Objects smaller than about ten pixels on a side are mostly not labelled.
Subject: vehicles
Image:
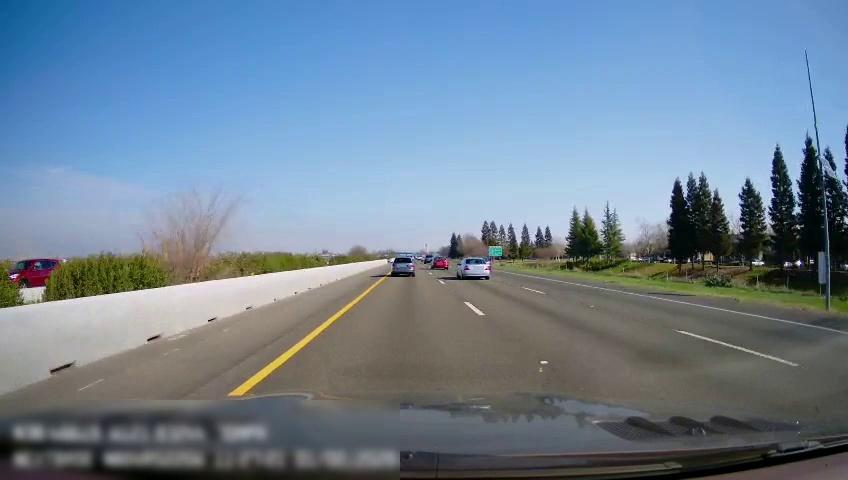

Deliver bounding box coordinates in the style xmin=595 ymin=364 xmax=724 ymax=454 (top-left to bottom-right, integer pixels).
xmin=429 ymin=256 xmax=450 ymax=271
xmin=390 ymin=255 xmax=417 ymax=278
xmin=455 ymin=257 xmax=491 ymax=281
xmin=422 ymin=254 xmax=433 ymax=264
xmin=2 ymin=258 xmax=62 ymax=290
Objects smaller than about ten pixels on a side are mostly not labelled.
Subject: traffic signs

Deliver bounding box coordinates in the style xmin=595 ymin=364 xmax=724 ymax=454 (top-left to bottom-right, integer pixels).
xmin=489 ymin=245 xmax=502 ymax=257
